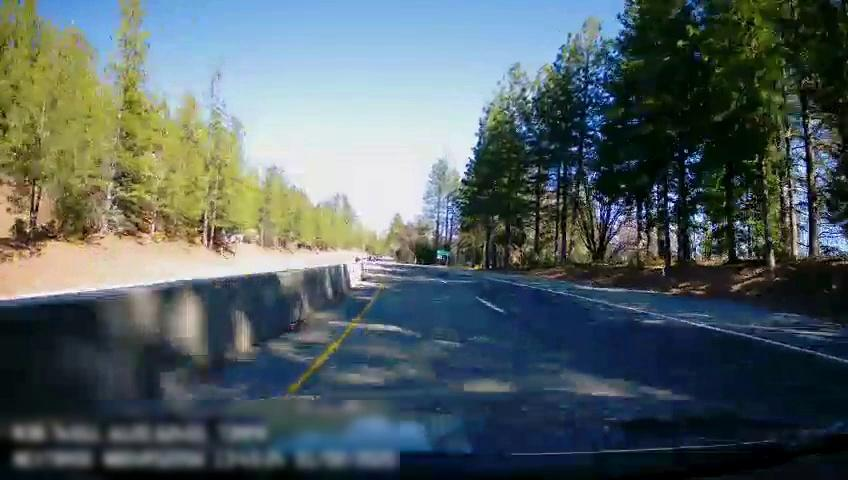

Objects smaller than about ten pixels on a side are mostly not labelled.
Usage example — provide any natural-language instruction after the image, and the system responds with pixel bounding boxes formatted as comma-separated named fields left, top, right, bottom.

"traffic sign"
left=435, top=246, right=451, bottom=256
